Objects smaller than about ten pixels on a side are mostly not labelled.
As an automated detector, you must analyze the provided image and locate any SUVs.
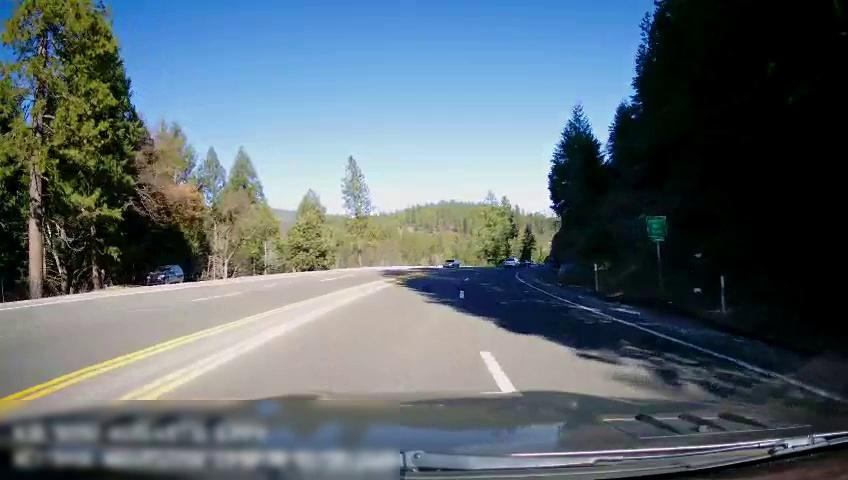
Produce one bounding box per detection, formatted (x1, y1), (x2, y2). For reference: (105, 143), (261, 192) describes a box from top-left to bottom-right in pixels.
(503, 256), (521, 270)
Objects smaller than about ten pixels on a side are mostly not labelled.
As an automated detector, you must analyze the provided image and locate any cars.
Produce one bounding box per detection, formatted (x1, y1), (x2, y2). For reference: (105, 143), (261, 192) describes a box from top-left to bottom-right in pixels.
(442, 258), (460, 269)
(145, 264), (185, 287)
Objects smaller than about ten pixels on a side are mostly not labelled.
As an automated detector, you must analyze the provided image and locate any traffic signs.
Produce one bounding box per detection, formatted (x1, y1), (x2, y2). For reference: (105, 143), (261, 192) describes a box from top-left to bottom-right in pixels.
(645, 215), (667, 241)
